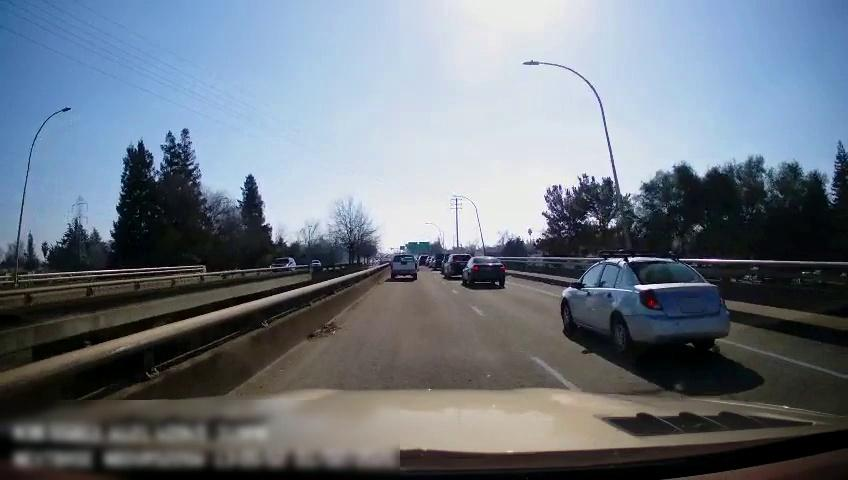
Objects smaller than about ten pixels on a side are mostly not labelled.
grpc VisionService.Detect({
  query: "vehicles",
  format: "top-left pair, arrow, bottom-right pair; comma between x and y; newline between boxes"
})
269,257 -> 297,268
461,256 -> 505,289
428,256 -> 434,268
309,259 -> 322,266
444,253 -> 472,279
425,255 -> 430,266
441,254 -> 451,275
390,253 -> 418,280
560,255 -> 731,353
431,253 -> 445,271
418,255 -> 429,266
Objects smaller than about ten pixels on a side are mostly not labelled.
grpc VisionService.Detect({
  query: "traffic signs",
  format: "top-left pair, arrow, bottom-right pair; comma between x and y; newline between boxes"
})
408,241 -> 418,252
419,241 -> 430,252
